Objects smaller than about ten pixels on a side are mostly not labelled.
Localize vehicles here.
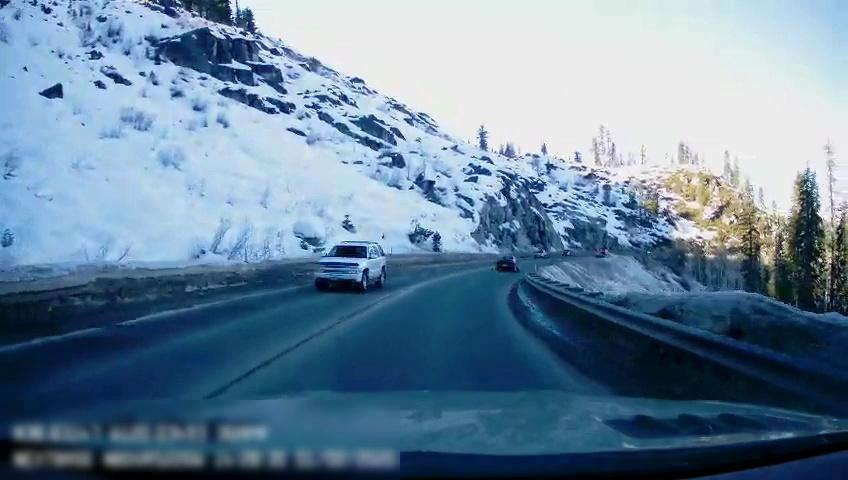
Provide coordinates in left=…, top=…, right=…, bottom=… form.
left=534, top=248, right=548, bottom=258
left=559, top=248, right=572, bottom=257
left=496, top=255, right=521, bottom=273
left=314, top=241, right=387, bottom=295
